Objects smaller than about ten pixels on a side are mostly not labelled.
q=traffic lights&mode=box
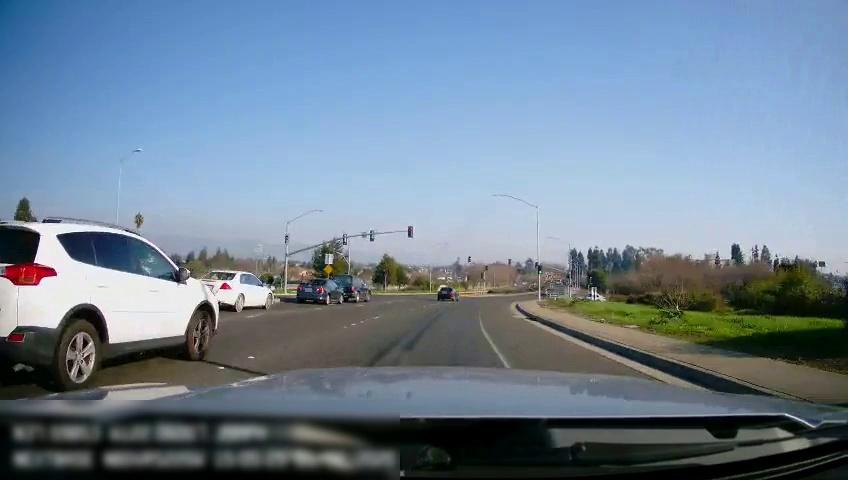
[408,225,414,238]
[342,234,348,245]
[369,230,375,242]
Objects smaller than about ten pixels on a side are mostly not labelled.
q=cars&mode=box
[579,293,606,302]
[199,270,274,312]
[437,287,459,301]
[297,278,344,305]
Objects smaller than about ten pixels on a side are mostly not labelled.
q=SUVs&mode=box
[0,215,219,391]
[331,275,372,303]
